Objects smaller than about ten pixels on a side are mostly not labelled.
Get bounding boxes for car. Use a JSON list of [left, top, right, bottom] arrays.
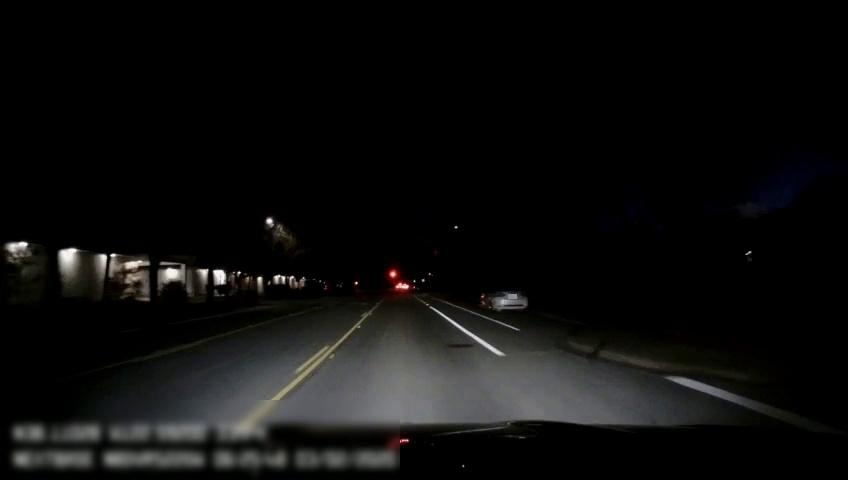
[[478, 285, 529, 313]]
